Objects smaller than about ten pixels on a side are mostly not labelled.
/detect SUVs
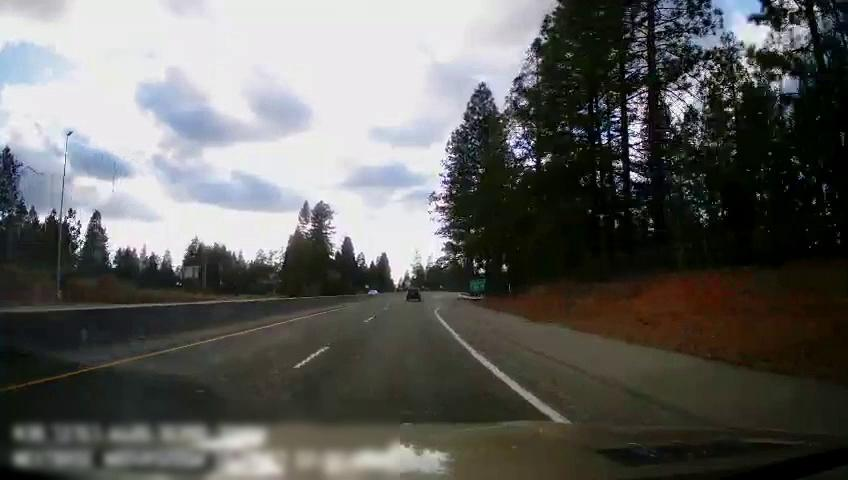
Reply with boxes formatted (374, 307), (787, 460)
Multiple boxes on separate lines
(367, 290), (379, 294)
(405, 287), (421, 302)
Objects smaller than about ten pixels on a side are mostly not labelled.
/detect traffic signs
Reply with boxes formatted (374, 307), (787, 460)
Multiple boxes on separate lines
(469, 278), (487, 292)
